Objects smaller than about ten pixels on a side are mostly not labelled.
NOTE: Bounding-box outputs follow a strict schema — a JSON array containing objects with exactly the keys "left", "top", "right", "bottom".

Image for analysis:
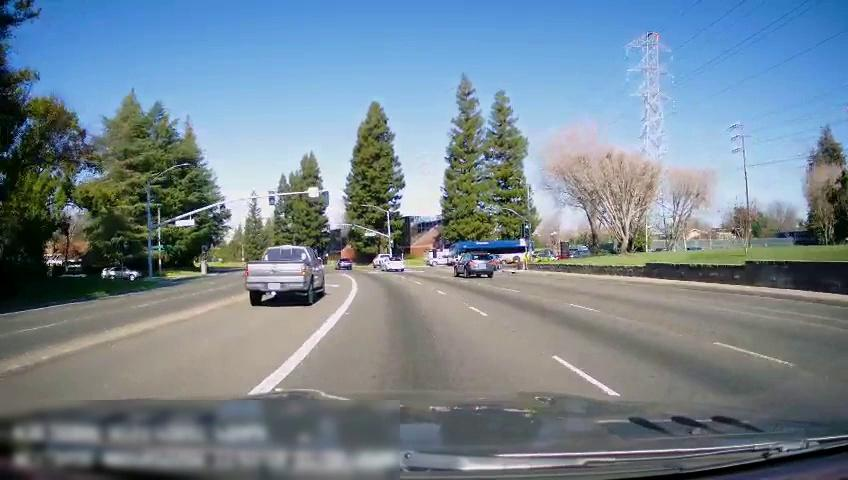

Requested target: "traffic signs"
[
  {"left": 364, "top": 232, "right": 377, "bottom": 237},
  {"left": 175, "top": 220, "right": 194, "bottom": 226},
  {"left": 308, "top": 187, "right": 320, "bottom": 198}
]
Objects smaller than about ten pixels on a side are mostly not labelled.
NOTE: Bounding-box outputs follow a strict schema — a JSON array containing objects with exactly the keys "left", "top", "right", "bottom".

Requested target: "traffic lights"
[
  {"left": 321, "top": 190, "right": 329, "bottom": 207},
  {"left": 268, "top": 190, "right": 276, "bottom": 205}
]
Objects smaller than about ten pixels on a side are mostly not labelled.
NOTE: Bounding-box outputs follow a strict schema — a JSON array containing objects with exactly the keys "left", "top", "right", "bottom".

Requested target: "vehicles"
[
  {"left": 336, "top": 258, "right": 353, "bottom": 270},
  {"left": 425, "top": 254, "right": 448, "bottom": 268},
  {"left": 380, "top": 256, "right": 404, "bottom": 272},
  {"left": 453, "top": 252, "right": 498, "bottom": 279},
  {"left": 244, "top": 246, "right": 327, "bottom": 308},
  {"left": 106, "top": 266, "right": 142, "bottom": 282},
  {"left": 372, "top": 254, "right": 389, "bottom": 268},
  {"left": 447, "top": 239, "right": 534, "bottom": 267}
]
